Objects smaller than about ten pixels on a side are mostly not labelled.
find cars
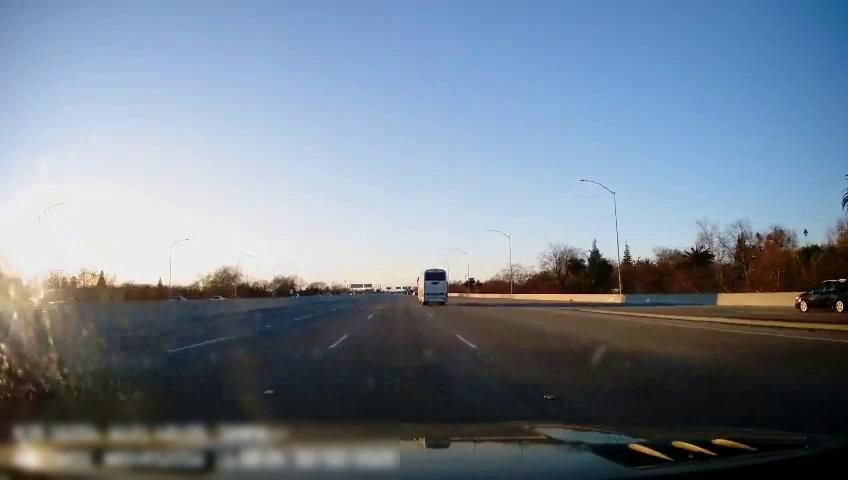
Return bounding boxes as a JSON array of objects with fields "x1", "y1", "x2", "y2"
[
  {"x1": 168, "y1": 296, "x2": 186, "y2": 301},
  {"x1": 209, "y1": 295, "x2": 225, "y2": 301},
  {"x1": 793, "y1": 278, "x2": 848, "y2": 315}
]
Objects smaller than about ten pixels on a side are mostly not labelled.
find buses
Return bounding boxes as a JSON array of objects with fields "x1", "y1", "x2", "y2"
[{"x1": 417, "y1": 267, "x2": 448, "y2": 307}]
